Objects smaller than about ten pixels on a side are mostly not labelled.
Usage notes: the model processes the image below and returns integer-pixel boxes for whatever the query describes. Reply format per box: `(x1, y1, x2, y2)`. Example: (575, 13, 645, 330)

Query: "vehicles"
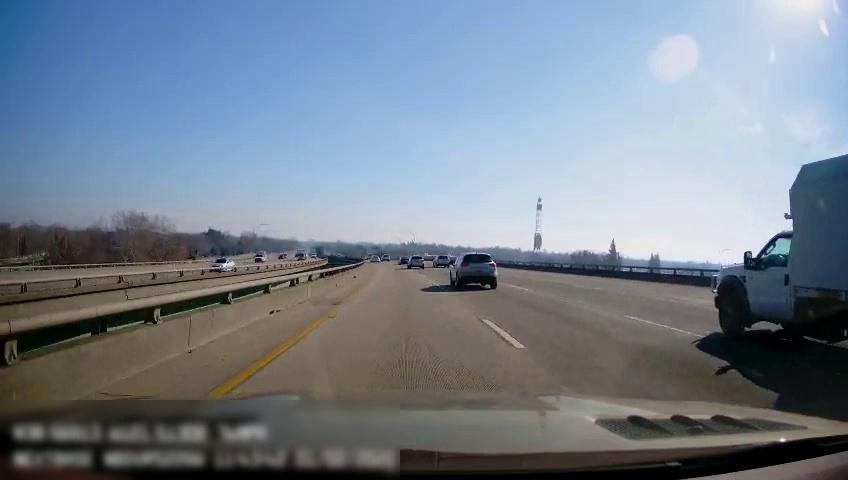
(369, 255, 380, 263)
(711, 153, 848, 343)
(208, 258, 236, 273)
(449, 252, 498, 290)
(406, 255, 425, 270)
(398, 257, 409, 266)
(254, 251, 267, 264)
(432, 254, 450, 269)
